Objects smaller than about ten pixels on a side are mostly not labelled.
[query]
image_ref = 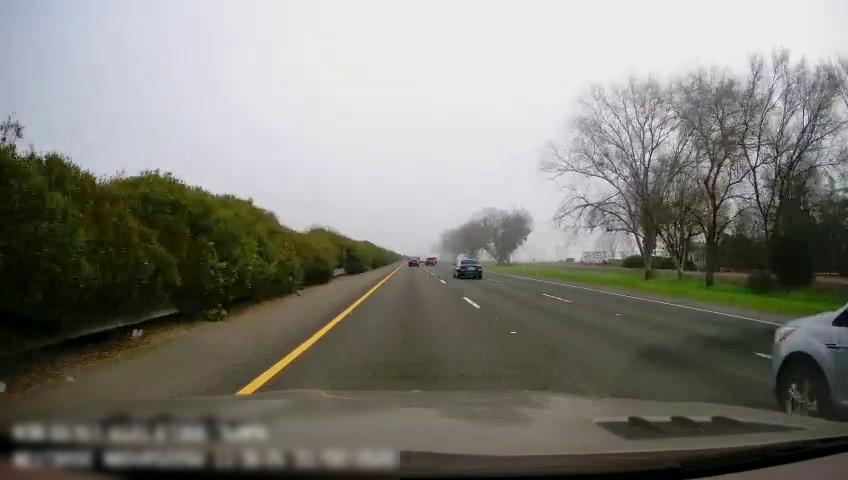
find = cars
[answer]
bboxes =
[452,258,483,280]
[407,258,420,268]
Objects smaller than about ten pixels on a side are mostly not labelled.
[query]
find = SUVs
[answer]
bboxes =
[425,257,435,266]
[770,301,848,419]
